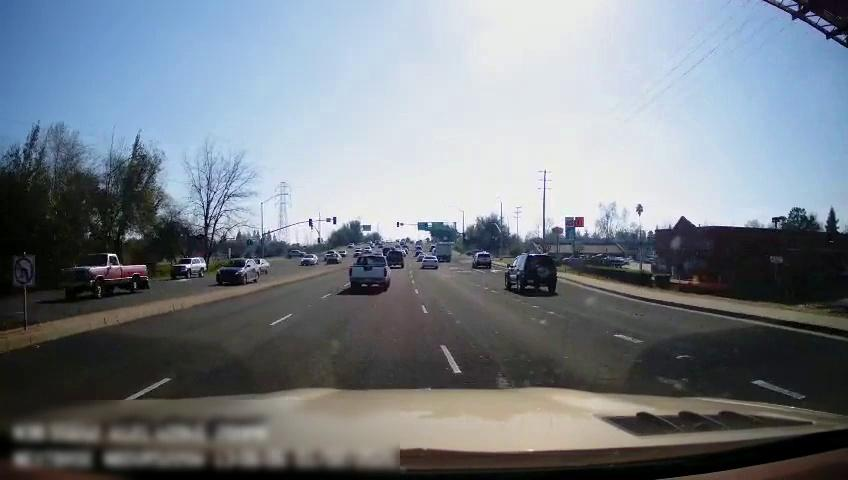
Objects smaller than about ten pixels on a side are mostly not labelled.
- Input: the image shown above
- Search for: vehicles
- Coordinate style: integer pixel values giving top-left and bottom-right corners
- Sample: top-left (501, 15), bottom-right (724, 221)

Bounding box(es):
top-left (168, 257), bottom-right (207, 280)
top-left (421, 255), bottom-right (439, 270)
top-left (472, 251), bottom-right (492, 270)
top-left (385, 249), bottom-right (404, 270)
top-left (326, 252), bottom-right (342, 264)
top-left (59, 253), bottom-right (149, 301)
top-left (348, 253), bottom-right (393, 291)
top-left (504, 254), bottom-right (558, 294)
top-left (432, 242), bottom-right (452, 262)
top-left (300, 253), bottom-right (319, 266)
top-left (254, 257), bottom-right (273, 277)
top-left (323, 249), bottom-right (339, 262)
top-left (216, 258), bottom-right (260, 285)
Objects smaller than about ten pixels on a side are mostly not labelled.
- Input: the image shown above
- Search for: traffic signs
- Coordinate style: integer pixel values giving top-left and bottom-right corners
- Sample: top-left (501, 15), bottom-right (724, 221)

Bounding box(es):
top-left (417, 222), bottom-right (429, 231)
top-left (431, 221), bottom-right (444, 232)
